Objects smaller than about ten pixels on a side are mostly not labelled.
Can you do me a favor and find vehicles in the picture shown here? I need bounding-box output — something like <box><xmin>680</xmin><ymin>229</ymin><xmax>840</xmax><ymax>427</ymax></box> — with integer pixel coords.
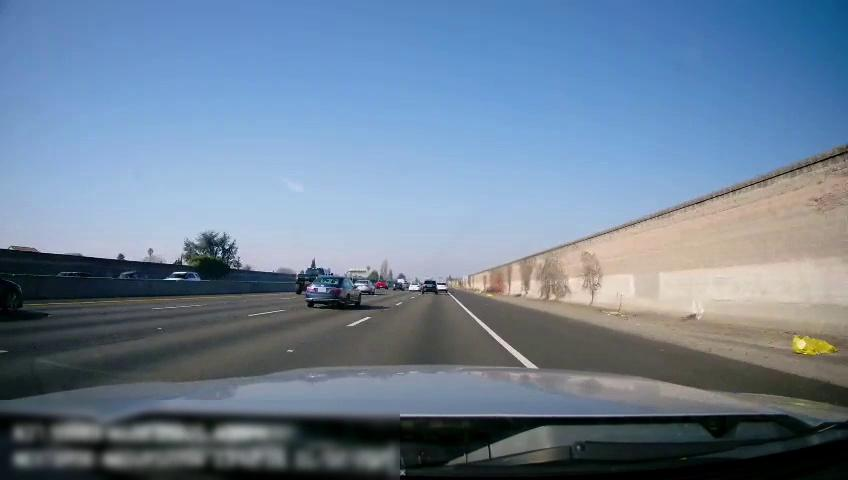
<box><xmin>294</xmin><ymin>267</ymin><xmax>337</xmax><ymax>296</ymax></box>
<box><xmin>304</xmin><ymin>276</ymin><xmax>362</xmax><ymax>311</ymax></box>
<box><xmin>0</xmin><ymin>278</ymin><xmax>26</xmax><ymax>320</ymax></box>
<box><xmin>162</xmin><ymin>271</ymin><xmax>201</xmax><ymax>282</ymax></box>
<box><xmin>421</xmin><ymin>279</ymin><xmax>437</xmax><ymax>294</ymax></box>
<box><xmin>408</xmin><ymin>282</ymin><xmax>422</xmax><ymax>293</ymax></box>
<box><xmin>392</xmin><ymin>282</ymin><xmax>405</xmax><ymax>292</ymax></box>
<box><xmin>353</xmin><ymin>279</ymin><xmax>375</xmax><ymax>295</ymax></box>
<box><xmin>434</xmin><ymin>281</ymin><xmax>448</xmax><ymax>293</ymax></box>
